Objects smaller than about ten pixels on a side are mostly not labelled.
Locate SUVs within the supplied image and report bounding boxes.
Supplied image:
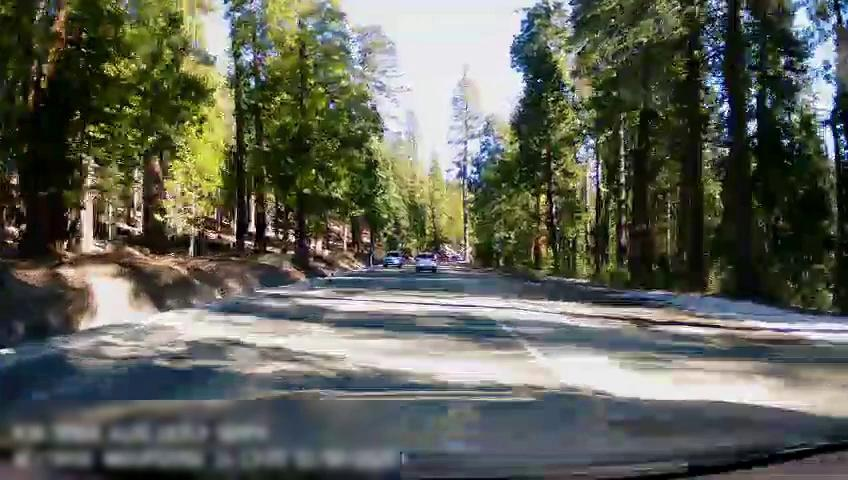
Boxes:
[383,250,406,269]
[415,252,440,274]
